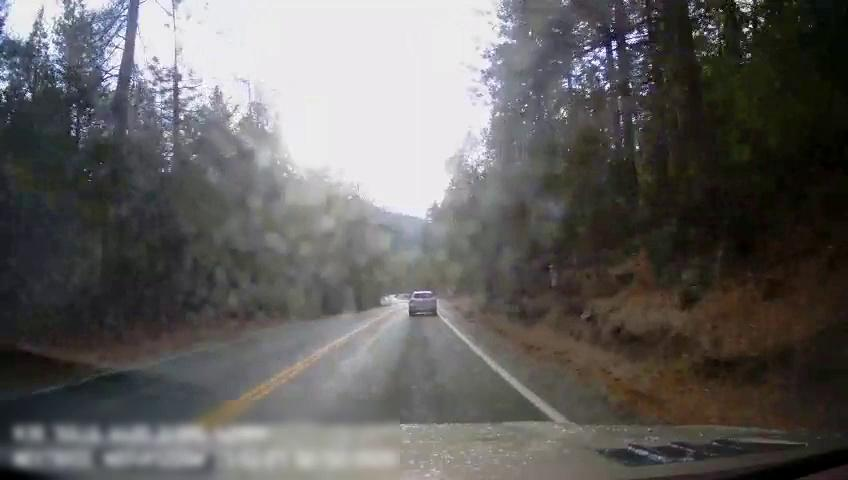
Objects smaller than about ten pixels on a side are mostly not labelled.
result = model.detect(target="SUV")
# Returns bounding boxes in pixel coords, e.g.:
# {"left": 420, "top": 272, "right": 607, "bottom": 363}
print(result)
{"left": 407, "top": 289, "right": 438, "bottom": 316}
